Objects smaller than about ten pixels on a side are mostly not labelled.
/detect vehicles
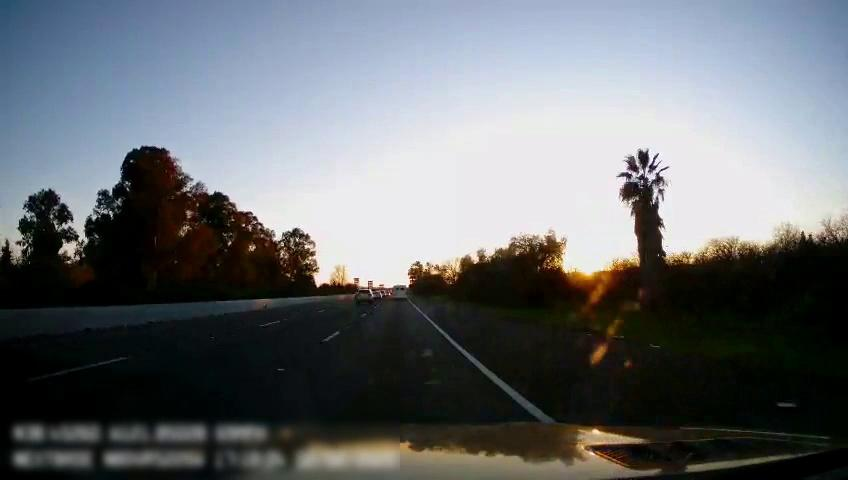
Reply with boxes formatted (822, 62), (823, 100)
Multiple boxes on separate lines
(391, 285), (408, 301)
(355, 288), (374, 307)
